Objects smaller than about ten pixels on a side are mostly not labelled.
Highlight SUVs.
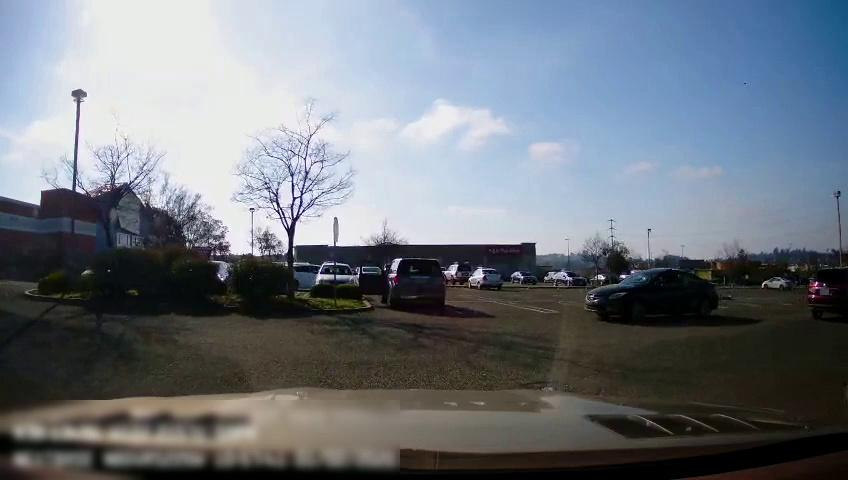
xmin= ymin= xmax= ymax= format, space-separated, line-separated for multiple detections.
xmin=357 ymin=256 xmax=449 ymax=309
xmin=808 ymin=268 xmax=848 ymax=323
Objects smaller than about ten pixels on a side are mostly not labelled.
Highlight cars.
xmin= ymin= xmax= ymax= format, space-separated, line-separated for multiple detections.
xmin=467 ymin=267 xmax=504 ymax=289
xmin=760 ymin=276 xmax=793 ymax=291
xmin=583 ymin=267 xmax=721 ymax=321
